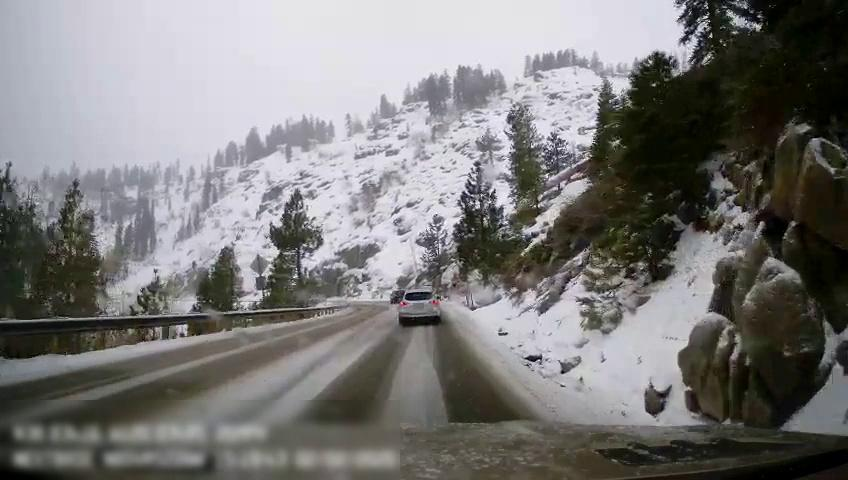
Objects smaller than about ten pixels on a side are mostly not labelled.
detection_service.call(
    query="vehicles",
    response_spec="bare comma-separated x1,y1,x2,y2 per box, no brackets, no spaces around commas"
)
398,287,441,325
390,290,404,304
